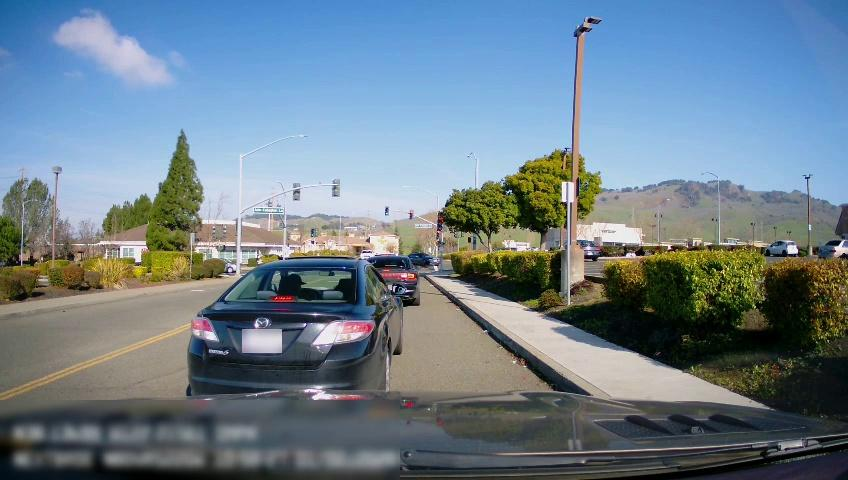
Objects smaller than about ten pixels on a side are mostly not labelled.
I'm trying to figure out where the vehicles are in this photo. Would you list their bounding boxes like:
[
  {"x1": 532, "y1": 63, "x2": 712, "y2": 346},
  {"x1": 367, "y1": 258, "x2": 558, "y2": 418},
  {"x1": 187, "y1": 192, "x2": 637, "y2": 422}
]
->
[
  {"x1": 219, "y1": 257, "x2": 237, "y2": 273},
  {"x1": 818, "y1": 239, "x2": 848, "y2": 260},
  {"x1": 185, "y1": 254, "x2": 407, "y2": 398},
  {"x1": 764, "y1": 239, "x2": 799, "y2": 258},
  {"x1": 365, "y1": 255, "x2": 422, "y2": 306},
  {"x1": 359, "y1": 249, "x2": 375, "y2": 260},
  {"x1": 563, "y1": 239, "x2": 602, "y2": 262},
  {"x1": 407, "y1": 252, "x2": 442, "y2": 269}
]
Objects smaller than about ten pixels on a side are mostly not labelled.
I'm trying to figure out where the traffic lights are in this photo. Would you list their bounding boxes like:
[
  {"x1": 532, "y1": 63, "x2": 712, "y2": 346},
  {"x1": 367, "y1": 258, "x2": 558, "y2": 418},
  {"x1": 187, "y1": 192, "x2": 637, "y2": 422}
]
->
[
  {"x1": 221, "y1": 224, "x2": 228, "y2": 239},
  {"x1": 331, "y1": 178, "x2": 341, "y2": 198},
  {"x1": 435, "y1": 228, "x2": 442, "y2": 240},
  {"x1": 292, "y1": 182, "x2": 301, "y2": 201},
  {"x1": 235, "y1": 217, "x2": 243, "y2": 232},
  {"x1": 435, "y1": 211, "x2": 445, "y2": 232},
  {"x1": 211, "y1": 224, "x2": 219, "y2": 241},
  {"x1": 408, "y1": 209, "x2": 414, "y2": 220},
  {"x1": 384, "y1": 206, "x2": 390, "y2": 217}
]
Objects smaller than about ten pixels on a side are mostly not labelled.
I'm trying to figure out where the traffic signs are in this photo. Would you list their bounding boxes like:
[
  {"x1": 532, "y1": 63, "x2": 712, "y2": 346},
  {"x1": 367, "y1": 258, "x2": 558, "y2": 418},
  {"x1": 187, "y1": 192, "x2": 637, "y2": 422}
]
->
[
  {"x1": 253, "y1": 206, "x2": 285, "y2": 215},
  {"x1": 414, "y1": 223, "x2": 433, "y2": 229},
  {"x1": 189, "y1": 232, "x2": 195, "y2": 243},
  {"x1": 561, "y1": 181, "x2": 575, "y2": 203}
]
